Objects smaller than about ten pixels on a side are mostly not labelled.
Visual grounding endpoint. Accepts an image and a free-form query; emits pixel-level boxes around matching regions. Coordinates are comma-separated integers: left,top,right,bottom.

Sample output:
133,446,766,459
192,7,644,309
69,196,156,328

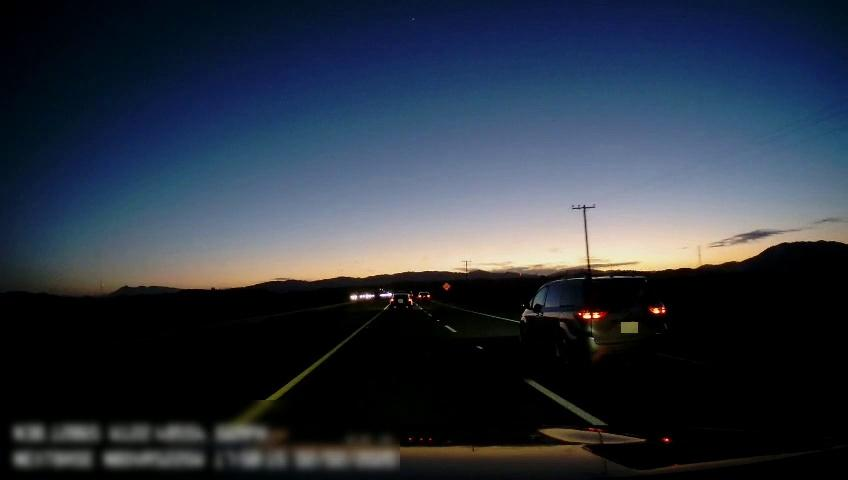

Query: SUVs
390,292,414,311
416,291,432,304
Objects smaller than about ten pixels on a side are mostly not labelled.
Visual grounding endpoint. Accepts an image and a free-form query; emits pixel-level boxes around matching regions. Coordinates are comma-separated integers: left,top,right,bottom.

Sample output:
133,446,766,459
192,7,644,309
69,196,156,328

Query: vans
519,276,668,369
